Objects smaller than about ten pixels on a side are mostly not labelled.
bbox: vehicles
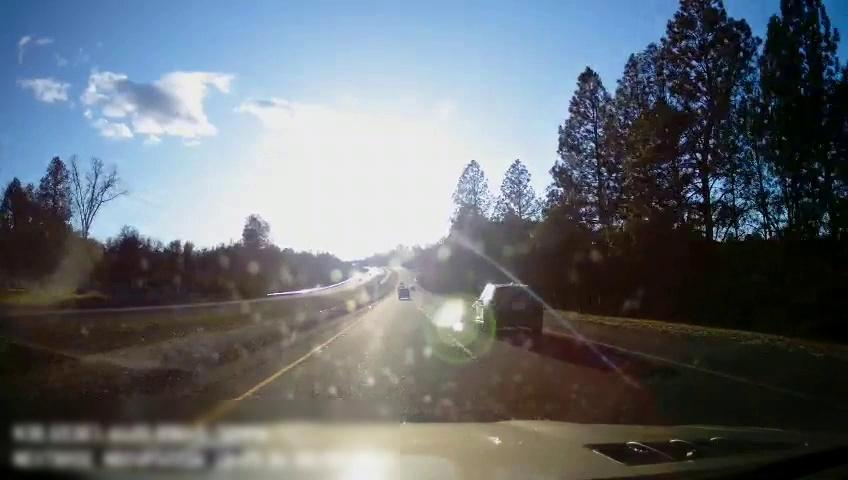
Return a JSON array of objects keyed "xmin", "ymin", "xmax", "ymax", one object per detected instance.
[
  {"xmin": 472, "ymin": 284, "xmax": 545, "ymax": 338},
  {"xmin": 397, "ymin": 287, "xmax": 411, "ymax": 300}
]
